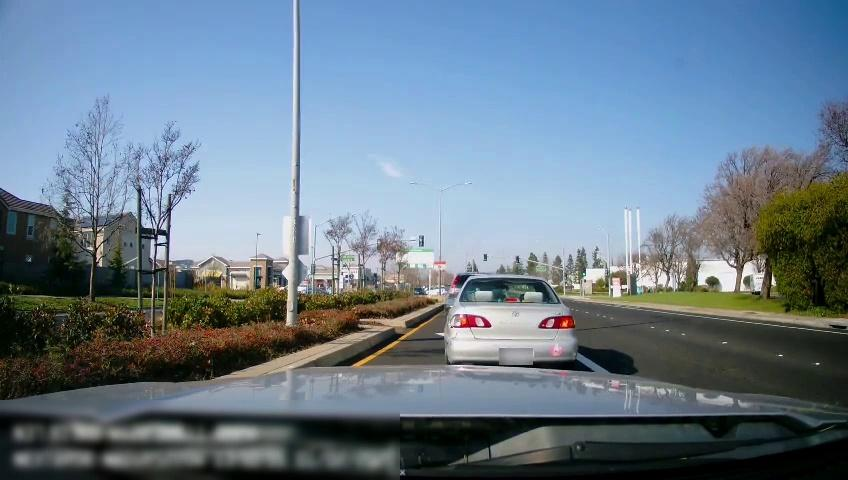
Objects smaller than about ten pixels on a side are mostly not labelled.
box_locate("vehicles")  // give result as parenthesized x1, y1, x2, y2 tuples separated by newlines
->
(445, 275, 580, 364)
(424, 284, 447, 296)
(279, 281, 311, 293)
(451, 273, 489, 288)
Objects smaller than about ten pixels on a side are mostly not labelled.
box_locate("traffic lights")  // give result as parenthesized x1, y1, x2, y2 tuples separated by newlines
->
(376, 239, 382, 251)
(418, 235, 424, 248)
